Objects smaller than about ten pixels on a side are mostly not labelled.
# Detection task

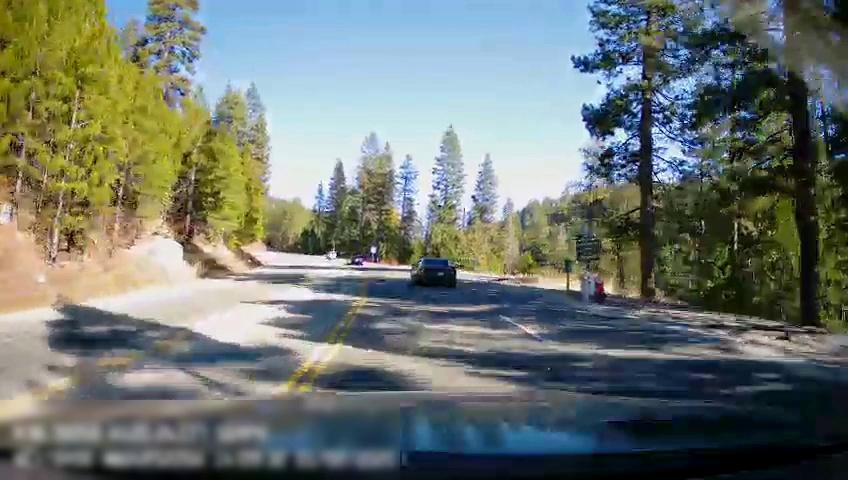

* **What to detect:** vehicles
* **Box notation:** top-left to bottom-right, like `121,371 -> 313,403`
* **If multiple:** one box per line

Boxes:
412,256 -> 457,286
325,251 -> 337,261
350,254 -> 366,266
